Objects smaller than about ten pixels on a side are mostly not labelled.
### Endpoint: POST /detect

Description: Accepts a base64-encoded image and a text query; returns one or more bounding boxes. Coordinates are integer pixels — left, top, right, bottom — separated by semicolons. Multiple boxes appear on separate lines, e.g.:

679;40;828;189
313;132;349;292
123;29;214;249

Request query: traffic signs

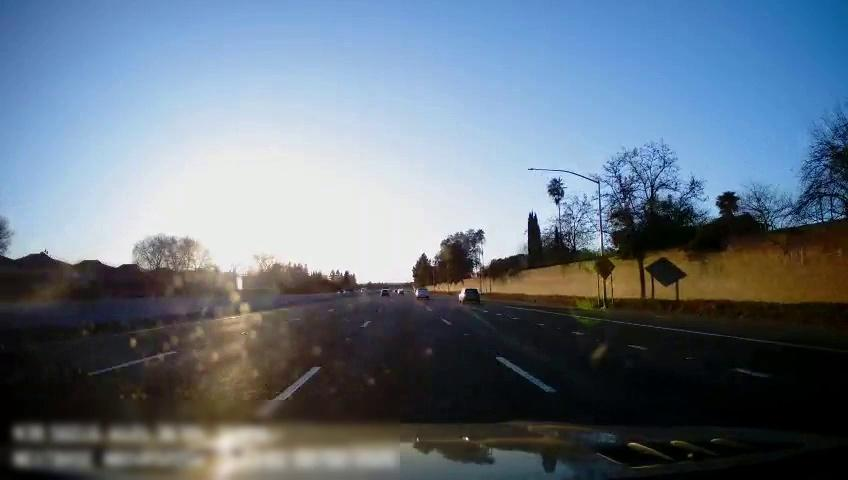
594;255;615;279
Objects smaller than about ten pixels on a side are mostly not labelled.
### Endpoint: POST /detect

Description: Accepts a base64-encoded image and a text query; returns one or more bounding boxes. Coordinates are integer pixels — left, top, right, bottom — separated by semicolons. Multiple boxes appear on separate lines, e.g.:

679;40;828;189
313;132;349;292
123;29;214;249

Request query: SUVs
379;289;391;298
458;288;481;306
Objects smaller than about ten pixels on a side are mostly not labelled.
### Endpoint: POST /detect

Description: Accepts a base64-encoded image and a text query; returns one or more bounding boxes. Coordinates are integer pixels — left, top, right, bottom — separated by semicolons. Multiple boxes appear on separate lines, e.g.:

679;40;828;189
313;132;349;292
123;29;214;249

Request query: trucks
415;286;430;300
